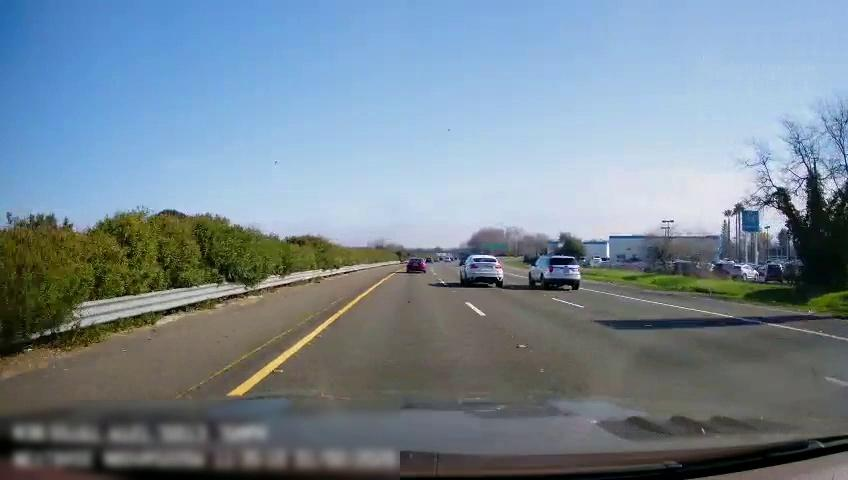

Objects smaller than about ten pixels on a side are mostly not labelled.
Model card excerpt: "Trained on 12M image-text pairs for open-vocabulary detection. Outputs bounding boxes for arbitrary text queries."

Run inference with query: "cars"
[406,257,427,275]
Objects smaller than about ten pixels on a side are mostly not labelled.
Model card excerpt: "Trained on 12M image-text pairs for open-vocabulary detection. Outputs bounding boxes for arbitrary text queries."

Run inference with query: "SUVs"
[460,255,504,288]
[528,256,580,291]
